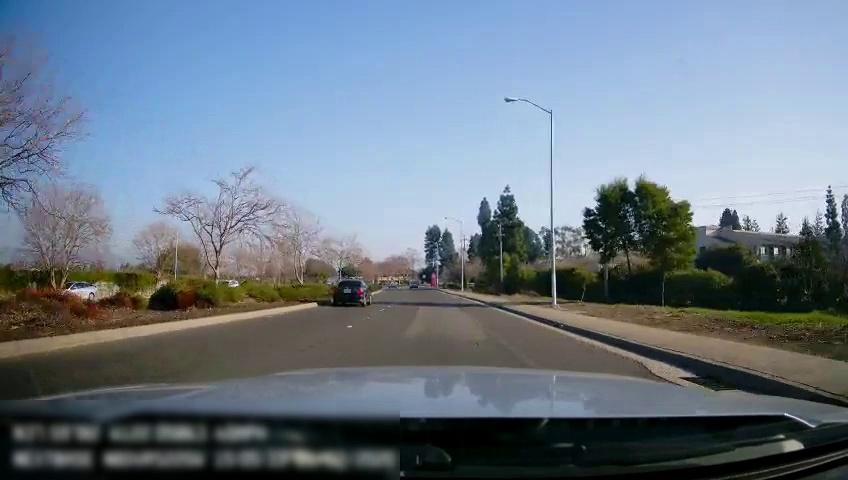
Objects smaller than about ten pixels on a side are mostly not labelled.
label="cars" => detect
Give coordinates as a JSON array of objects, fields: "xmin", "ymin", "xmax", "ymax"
[
  {"xmin": 333, "ymin": 280, "xmax": 372, "ymax": 307},
  {"xmin": 56, "ymin": 282, "xmax": 97, "ymax": 302}
]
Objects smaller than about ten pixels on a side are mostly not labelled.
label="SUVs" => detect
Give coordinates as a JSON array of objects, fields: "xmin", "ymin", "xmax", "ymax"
[{"xmin": 217, "ymin": 280, "xmax": 240, "ymax": 288}]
